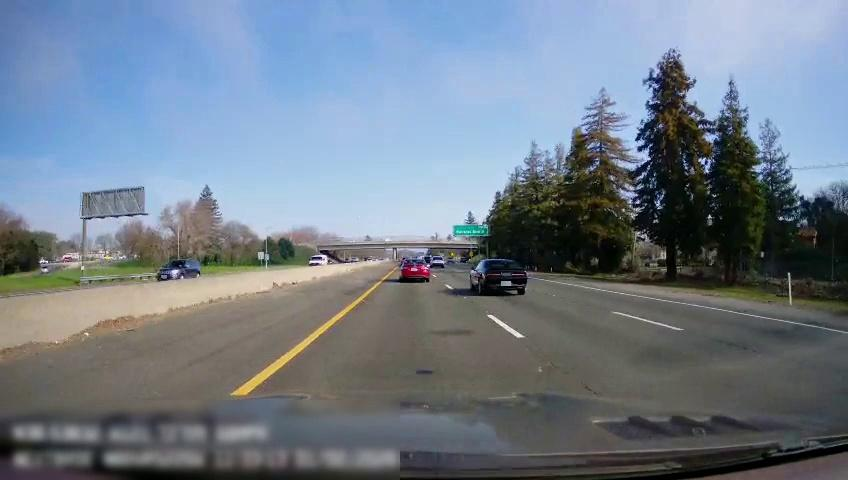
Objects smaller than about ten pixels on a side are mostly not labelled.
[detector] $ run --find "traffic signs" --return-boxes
[454,224,491,237]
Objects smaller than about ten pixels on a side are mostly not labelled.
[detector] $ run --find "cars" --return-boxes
[429,256,445,268]
[469,257,529,296]
[399,257,431,283]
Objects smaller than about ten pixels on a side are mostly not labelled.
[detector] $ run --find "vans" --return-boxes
[308,255,329,267]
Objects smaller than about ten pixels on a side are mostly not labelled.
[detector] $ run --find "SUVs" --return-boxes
[158,258,201,281]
